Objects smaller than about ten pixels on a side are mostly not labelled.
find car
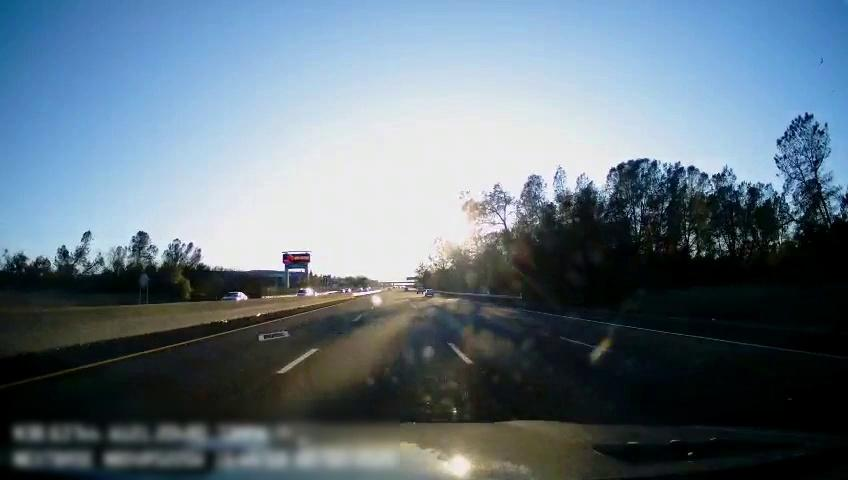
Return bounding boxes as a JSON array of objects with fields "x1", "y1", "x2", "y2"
[{"x1": 220, "y1": 292, "x2": 248, "y2": 302}]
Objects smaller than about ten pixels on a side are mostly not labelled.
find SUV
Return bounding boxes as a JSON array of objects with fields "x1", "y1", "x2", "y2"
[{"x1": 295, "y1": 289, "x2": 312, "y2": 298}]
